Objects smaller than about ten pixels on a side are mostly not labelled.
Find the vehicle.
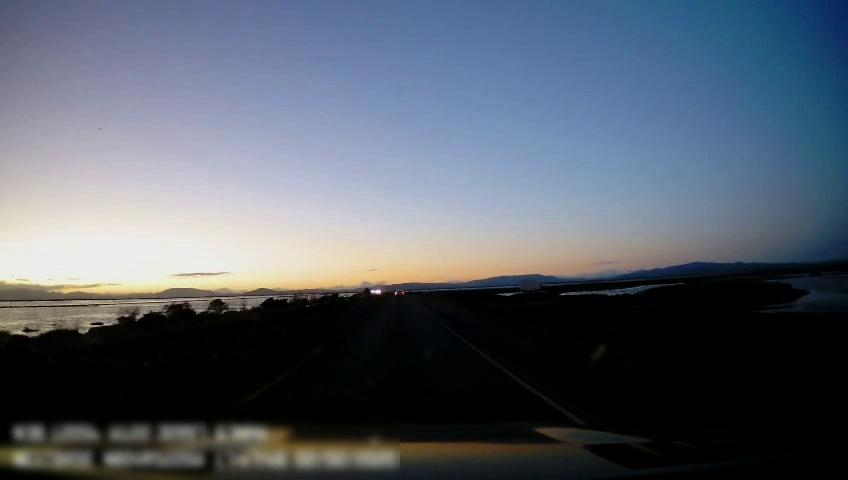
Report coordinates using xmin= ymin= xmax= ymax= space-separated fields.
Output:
xmin=394 ymin=290 xmax=405 ymax=298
